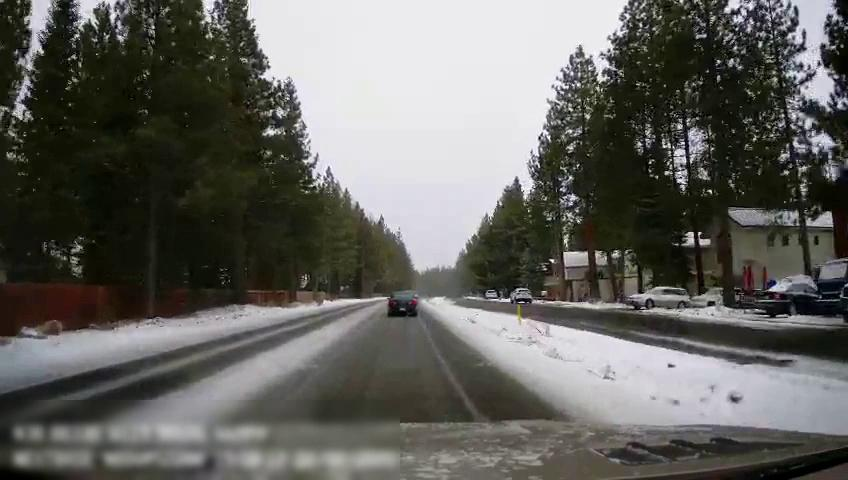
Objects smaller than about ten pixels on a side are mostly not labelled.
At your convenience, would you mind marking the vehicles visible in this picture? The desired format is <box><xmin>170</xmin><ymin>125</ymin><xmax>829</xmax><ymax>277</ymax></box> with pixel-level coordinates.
<box><xmin>484</xmin><ymin>289</ymin><xmax>498</xmax><ymax>300</ymax></box>
<box><xmin>754</xmin><ymin>281</ymin><xmax>819</xmax><ymax>318</ymax></box>
<box><xmin>689</xmin><ymin>287</ymin><xmax>745</xmax><ymax>309</ymax></box>
<box><xmin>839</xmin><ymin>283</ymin><xmax>848</xmax><ymax>323</ymax></box>
<box><xmin>387</xmin><ymin>291</ymin><xmax>418</xmax><ymax>318</ymax></box>
<box><xmin>817</xmin><ymin>258</ymin><xmax>848</xmax><ymax>318</ymax></box>
<box><xmin>628</xmin><ymin>286</ymin><xmax>691</xmax><ymax>311</ymax></box>
<box><xmin>509</xmin><ymin>287</ymin><xmax>532</xmax><ymax>305</ymax></box>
